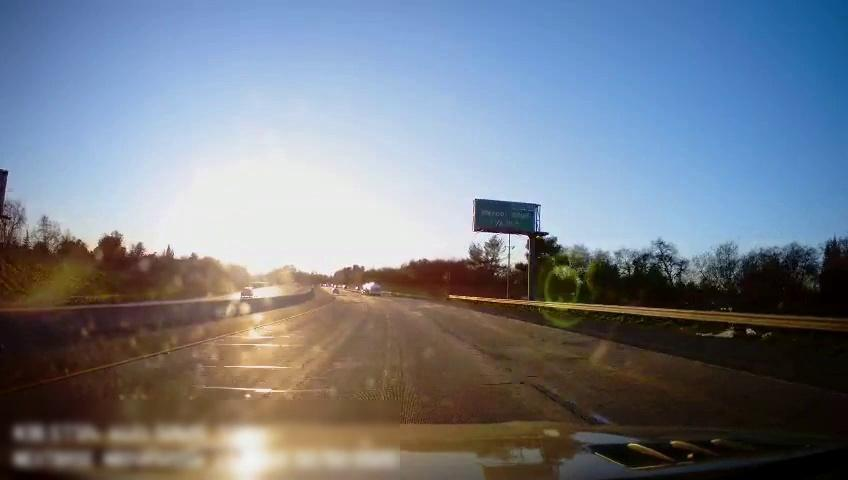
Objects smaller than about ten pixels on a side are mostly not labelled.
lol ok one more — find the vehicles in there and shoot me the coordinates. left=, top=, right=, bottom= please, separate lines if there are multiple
left=241, top=287, right=254, bottom=299
left=360, top=283, right=381, bottom=297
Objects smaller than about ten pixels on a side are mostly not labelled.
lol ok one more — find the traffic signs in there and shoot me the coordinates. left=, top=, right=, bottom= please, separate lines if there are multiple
left=474, top=199, right=536, bottom=231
